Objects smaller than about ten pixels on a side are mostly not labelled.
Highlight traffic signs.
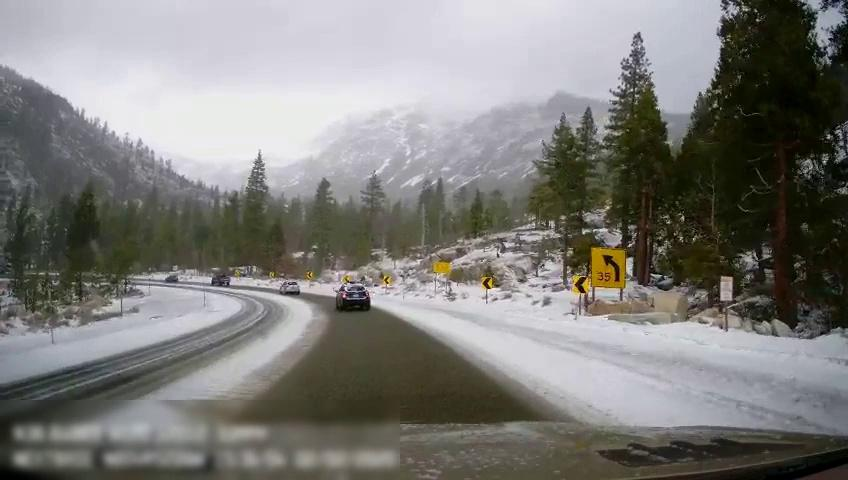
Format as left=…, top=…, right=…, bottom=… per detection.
left=433, top=261, right=452, bottom=274
left=590, top=248, right=626, bottom=288
left=482, top=276, right=493, bottom=290
left=720, top=275, right=733, bottom=302
left=573, top=275, right=589, bottom=293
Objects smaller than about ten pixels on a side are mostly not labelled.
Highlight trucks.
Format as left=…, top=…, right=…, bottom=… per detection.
left=211, top=273, right=230, bottom=287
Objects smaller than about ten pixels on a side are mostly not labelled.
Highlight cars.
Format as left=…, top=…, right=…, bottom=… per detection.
left=279, top=281, right=301, bottom=295
left=336, top=280, right=371, bottom=312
